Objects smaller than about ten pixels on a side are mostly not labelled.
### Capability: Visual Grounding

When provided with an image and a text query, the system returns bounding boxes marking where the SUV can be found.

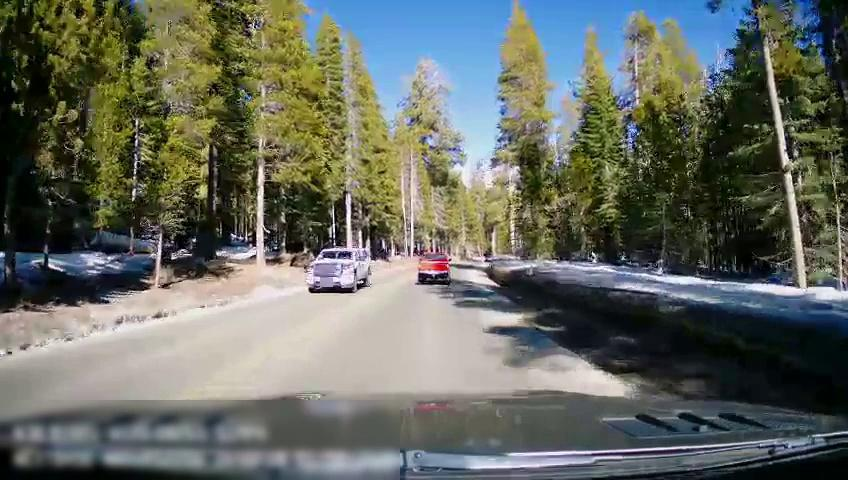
[307,248,370,294]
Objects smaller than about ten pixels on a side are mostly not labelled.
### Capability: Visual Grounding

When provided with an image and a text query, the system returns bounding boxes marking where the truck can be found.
[416,252,453,283]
